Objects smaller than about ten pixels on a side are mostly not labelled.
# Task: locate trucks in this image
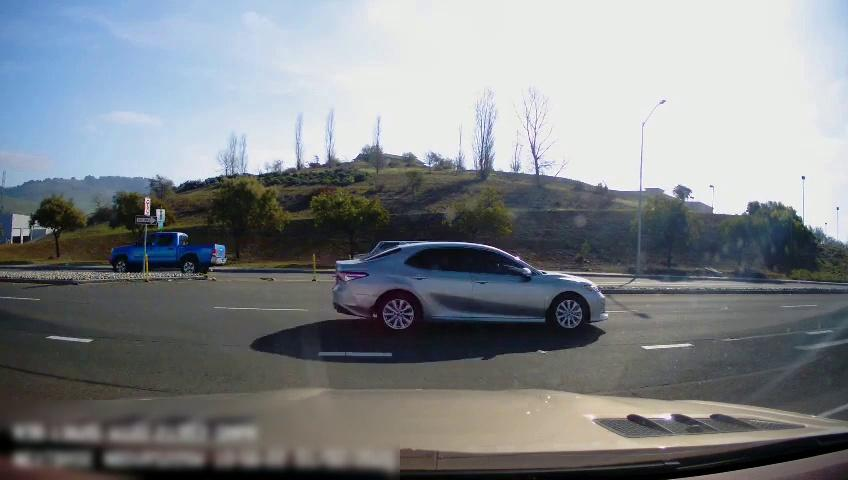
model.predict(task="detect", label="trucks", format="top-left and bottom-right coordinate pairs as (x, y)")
top-left (110, 231), bottom-right (229, 274)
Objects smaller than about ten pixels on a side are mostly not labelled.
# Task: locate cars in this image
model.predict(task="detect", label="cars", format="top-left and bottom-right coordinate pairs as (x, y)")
top-left (331, 242), bottom-right (610, 336)
top-left (368, 239), bottom-right (410, 256)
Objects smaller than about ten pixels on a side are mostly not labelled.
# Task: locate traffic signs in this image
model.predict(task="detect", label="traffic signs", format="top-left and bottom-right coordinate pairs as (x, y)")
top-left (144, 198), bottom-right (151, 217)
top-left (137, 216), bottom-right (158, 225)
